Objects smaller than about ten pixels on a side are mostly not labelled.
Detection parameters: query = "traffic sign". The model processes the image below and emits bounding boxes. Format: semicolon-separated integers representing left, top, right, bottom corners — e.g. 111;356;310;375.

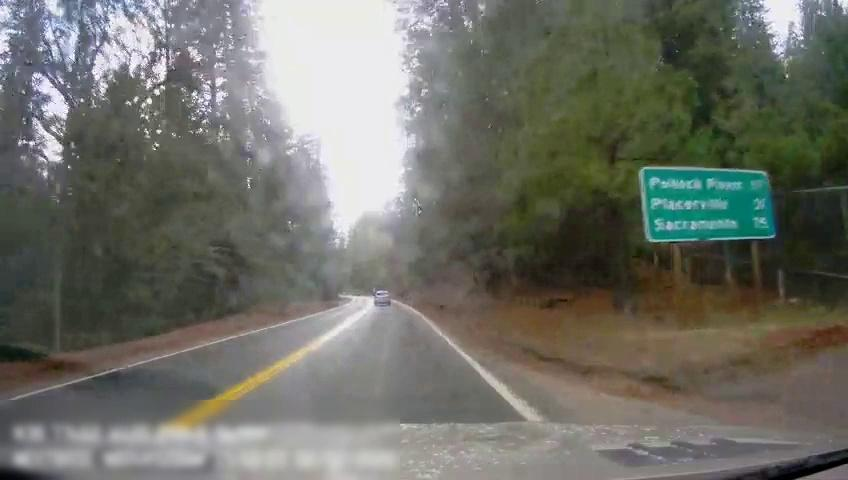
637;163;778;245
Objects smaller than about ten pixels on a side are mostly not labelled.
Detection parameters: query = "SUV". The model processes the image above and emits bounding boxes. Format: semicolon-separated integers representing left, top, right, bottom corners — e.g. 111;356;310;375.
373;290;392;306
